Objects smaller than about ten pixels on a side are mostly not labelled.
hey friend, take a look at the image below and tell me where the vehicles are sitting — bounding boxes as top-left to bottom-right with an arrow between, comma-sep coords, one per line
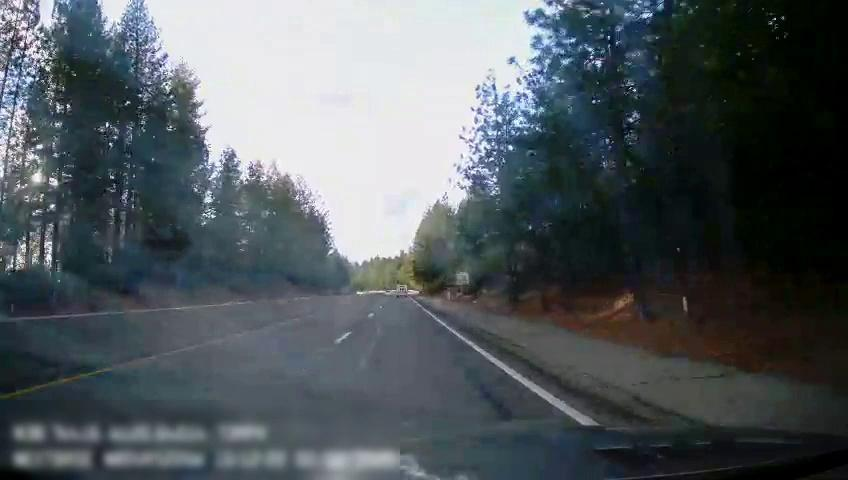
396,284 -> 408,297
381,287 -> 392,297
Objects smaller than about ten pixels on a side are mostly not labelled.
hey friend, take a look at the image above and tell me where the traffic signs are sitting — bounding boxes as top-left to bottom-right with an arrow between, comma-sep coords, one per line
455,272 -> 470,287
